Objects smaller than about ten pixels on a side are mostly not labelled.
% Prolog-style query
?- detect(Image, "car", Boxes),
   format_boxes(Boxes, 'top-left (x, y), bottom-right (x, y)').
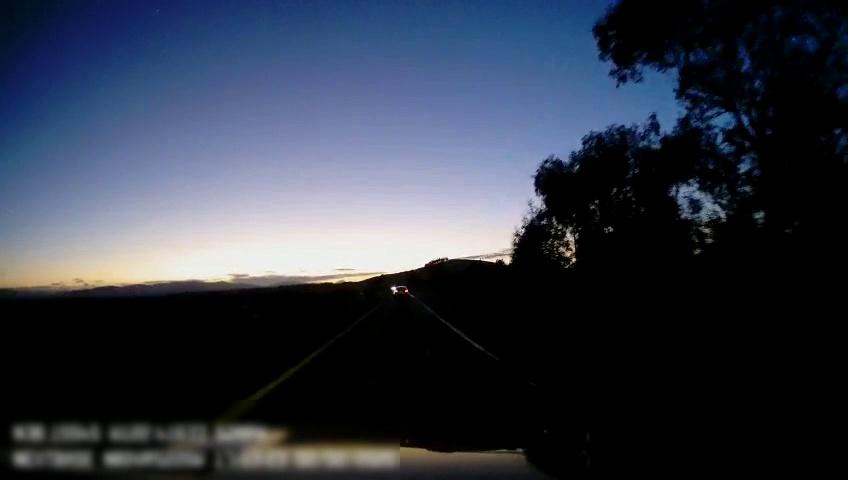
top-left (393, 285), bottom-right (410, 299)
